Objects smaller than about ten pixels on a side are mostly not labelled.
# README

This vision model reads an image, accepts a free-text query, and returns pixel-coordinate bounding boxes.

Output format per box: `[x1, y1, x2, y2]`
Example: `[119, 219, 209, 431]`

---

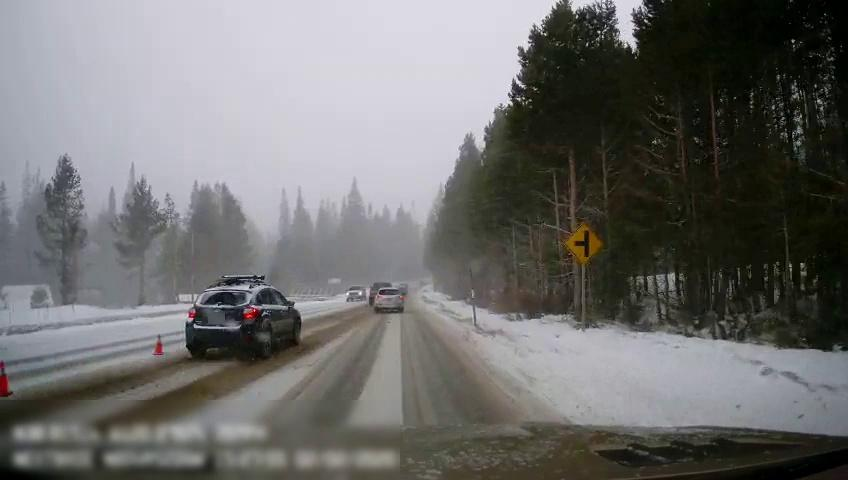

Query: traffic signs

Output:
[564, 222, 605, 266]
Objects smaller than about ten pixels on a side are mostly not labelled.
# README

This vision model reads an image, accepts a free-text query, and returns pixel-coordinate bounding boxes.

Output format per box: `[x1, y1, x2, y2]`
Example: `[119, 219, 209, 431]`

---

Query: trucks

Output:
[368, 281, 393, 306]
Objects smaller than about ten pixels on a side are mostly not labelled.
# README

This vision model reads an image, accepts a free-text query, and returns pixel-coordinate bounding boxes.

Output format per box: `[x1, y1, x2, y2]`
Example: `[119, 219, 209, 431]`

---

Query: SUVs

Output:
[345, 284, 367, 303]
[183, 273, 303, 361]
[374, 286, 405, 314]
